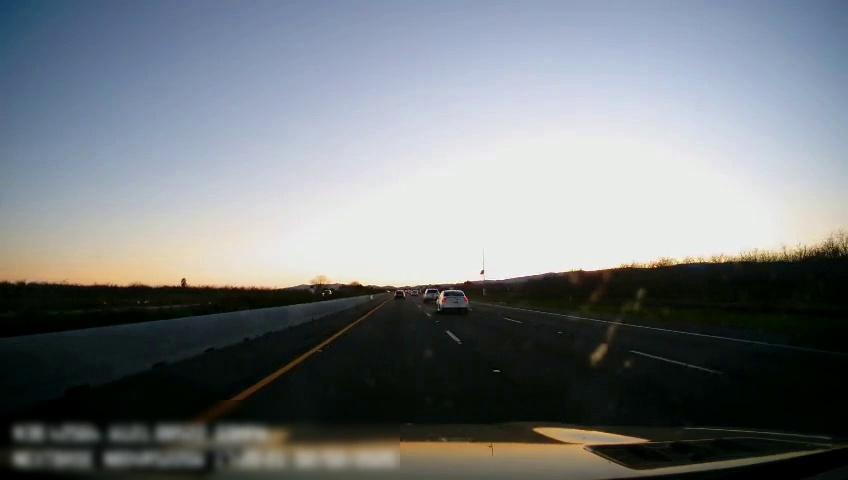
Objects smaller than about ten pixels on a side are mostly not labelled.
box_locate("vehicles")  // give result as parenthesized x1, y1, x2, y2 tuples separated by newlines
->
(393, 289, 406, 300)
(321, 288, 333, 298)
(436, 290, 470, 315)
(422, 288, 439, 303)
